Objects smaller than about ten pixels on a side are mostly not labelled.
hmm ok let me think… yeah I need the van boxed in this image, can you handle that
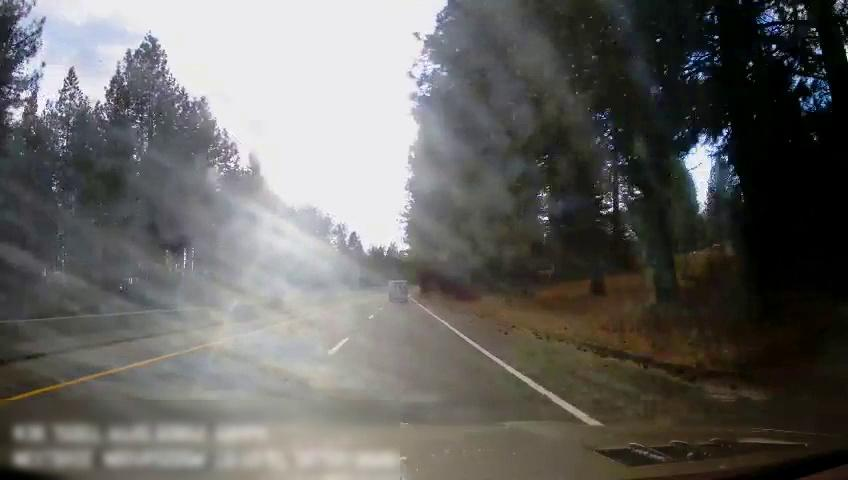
[387,279,409,304]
